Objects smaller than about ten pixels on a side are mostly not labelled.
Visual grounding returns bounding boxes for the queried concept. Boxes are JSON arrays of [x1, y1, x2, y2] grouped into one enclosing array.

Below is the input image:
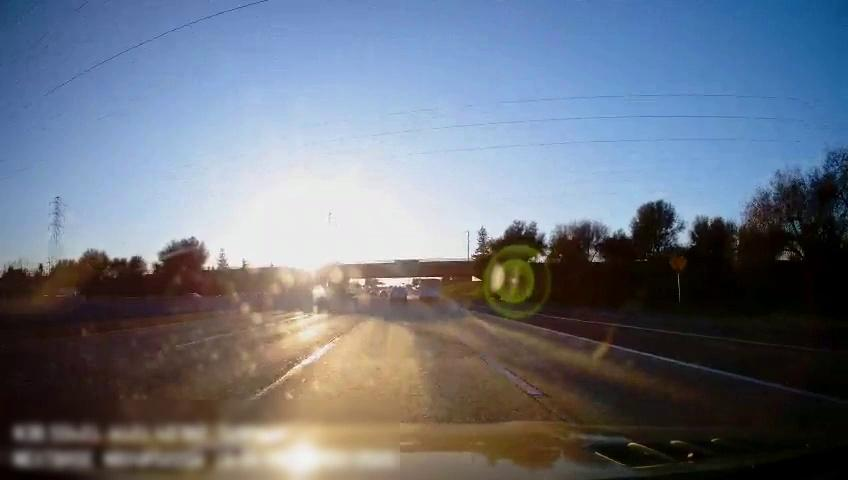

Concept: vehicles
[[39, 285, 85, 301], [418, 279, 442, 302], [181, 291, 202, 297], [389, 285, 408, 303], [378, 289, 390, 299]]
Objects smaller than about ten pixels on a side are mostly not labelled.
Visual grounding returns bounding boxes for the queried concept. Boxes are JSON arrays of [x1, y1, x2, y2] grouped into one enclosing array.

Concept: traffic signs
[[669, 250, 687, 273], [393, 258, 420, 273]]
